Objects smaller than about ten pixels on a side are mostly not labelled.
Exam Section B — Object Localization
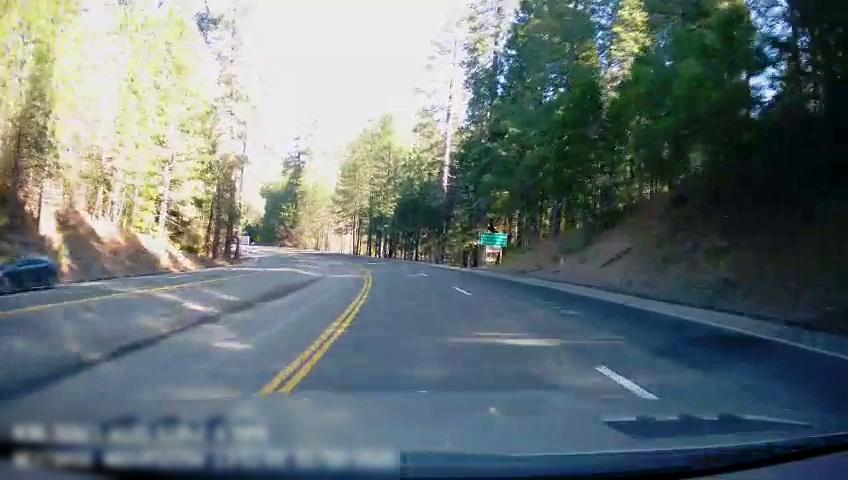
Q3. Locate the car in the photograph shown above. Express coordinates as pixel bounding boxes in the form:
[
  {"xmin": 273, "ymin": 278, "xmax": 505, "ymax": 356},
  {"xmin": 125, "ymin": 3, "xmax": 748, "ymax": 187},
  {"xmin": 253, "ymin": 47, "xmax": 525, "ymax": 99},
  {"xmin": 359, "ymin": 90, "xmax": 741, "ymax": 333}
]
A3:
[{"xmin": 0, "ymin": 255, "xmax": 62, "ymax": 297}]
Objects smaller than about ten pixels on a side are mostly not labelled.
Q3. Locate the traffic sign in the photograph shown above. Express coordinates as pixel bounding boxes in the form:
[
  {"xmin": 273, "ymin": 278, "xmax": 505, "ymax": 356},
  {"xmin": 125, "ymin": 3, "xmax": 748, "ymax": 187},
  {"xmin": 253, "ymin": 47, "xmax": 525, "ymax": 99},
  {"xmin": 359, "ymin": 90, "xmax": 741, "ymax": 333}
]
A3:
[{"xmin": 480, "ymin": 232, "xmax": 508, "ymax": 247}]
